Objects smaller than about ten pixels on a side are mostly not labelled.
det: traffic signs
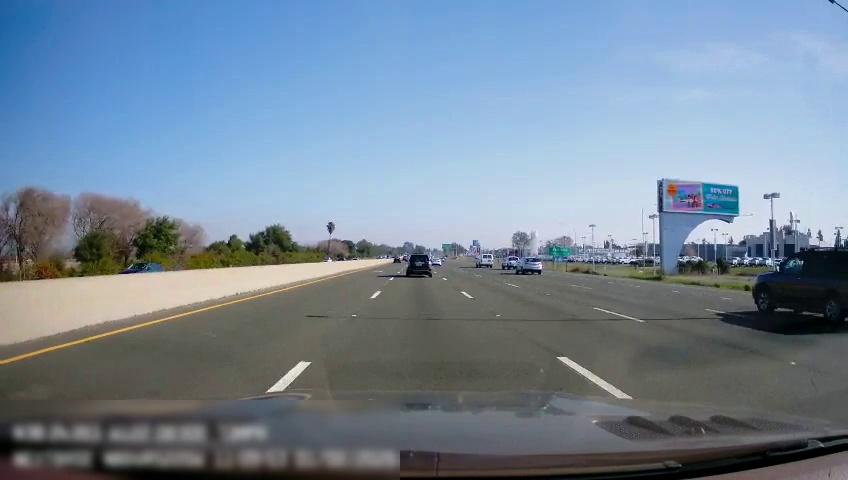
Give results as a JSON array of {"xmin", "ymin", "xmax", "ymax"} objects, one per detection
[
  {"xmin": 552, "ymin": 255, "xmax": 568, "ymax": 263},
  {"xmin": 441, "ymin": 243, "xmax": 453, "ymax": 249},
  {"xmin": 546, "ymin": 246, "xmax": 577, "ymax": 256}
]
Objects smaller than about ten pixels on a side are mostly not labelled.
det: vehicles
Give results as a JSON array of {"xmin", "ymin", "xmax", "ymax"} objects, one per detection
[
  {"xmin": 749, "ymin": 245, "xmax": 848, "ymax": 331},
  {"xmin": 431, "ymin": 256, "xmax": 442, "ymax": 266},
  {"xmin": 405, "ymin": 252, "xmax": 434, "ymax": 278},
  {"xmin": 501, "ymin": 254, "xmax": 520, "ymax": 271},
  {"xmin": 322, "ymin": 257, "xmax": 333, "ymax": 263},
  {"xmin": 515, "ymin": 255, "xmax": 543, "ymax": 276},
  {"xmin": 475, "ymin": 253, "xmax": 494, "ymax": 269},
  {"xmin": 118, "ymin": 261, "xmax": 165, "ymax": 275}
]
